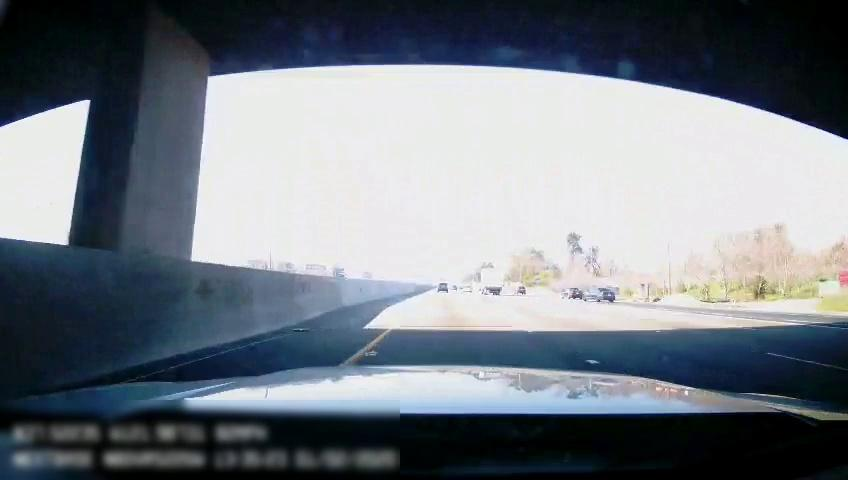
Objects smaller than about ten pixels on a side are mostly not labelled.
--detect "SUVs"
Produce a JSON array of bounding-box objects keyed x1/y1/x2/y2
[
  {"x1": 514, "y1": 285, "x2": 527, "y2": 295},
  {"x1": 437, "y1": 282, "x2": 449, "y2": 292}
]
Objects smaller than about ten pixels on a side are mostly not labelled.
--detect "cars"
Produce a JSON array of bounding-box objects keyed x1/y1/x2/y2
[
  {"x1": 561, "y1": 287, "x2": 583, "y2": 300},
  {"x1": 583, "y1": 287, "x2": 615, "y2": 303}
]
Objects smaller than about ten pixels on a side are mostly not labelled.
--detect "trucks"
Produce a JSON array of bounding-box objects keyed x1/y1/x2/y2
[{"x1": 480, "y1": 270, "x2": 503, "y2": 295}]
